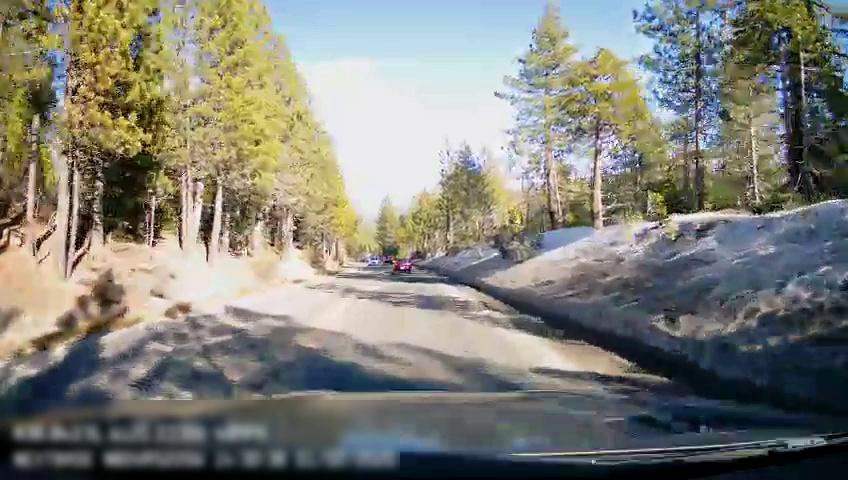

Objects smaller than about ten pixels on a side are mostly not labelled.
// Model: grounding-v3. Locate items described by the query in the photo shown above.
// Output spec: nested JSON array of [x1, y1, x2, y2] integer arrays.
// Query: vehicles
[[367, 256, 382, 268], [394, 256, 414, 273]]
